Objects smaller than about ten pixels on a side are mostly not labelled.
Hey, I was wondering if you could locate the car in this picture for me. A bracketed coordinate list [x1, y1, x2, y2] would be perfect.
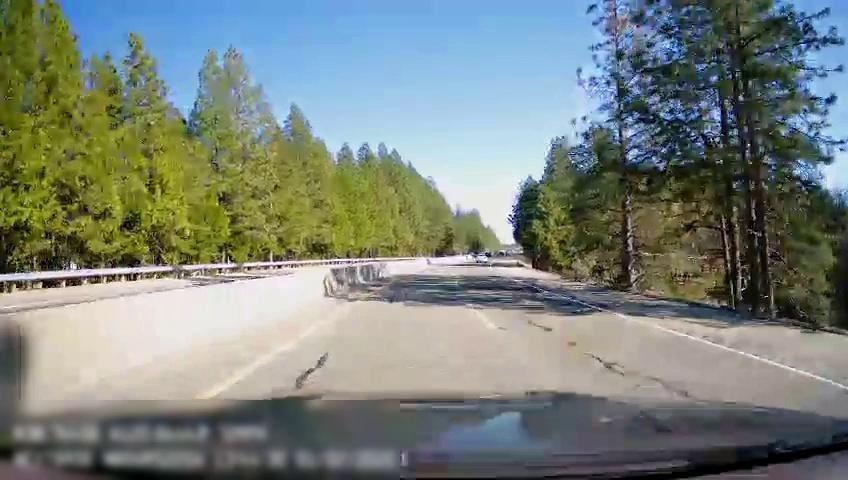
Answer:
[475, 252, 488, 264]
